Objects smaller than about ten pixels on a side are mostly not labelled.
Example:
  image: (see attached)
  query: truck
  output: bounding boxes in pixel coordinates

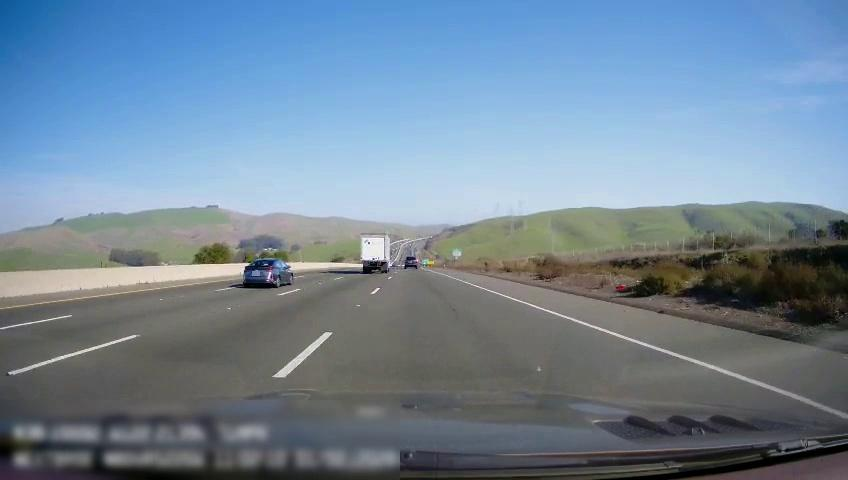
[359,234,391,274]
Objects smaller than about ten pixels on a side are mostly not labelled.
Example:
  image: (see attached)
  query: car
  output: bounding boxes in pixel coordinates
[242,257,294,289]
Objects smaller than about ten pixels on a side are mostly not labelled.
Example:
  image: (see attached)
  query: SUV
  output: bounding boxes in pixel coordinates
[404,256,418,269]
